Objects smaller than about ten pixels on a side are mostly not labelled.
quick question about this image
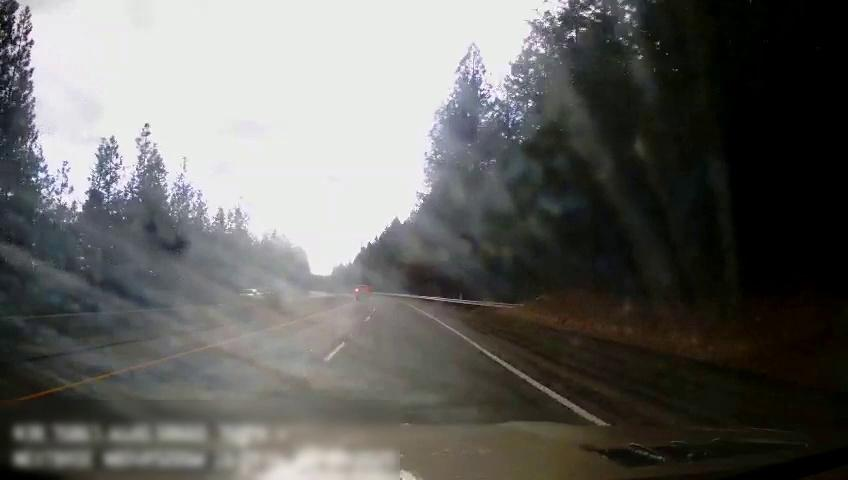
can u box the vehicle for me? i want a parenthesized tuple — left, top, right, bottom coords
(354, 284, 370, 300)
